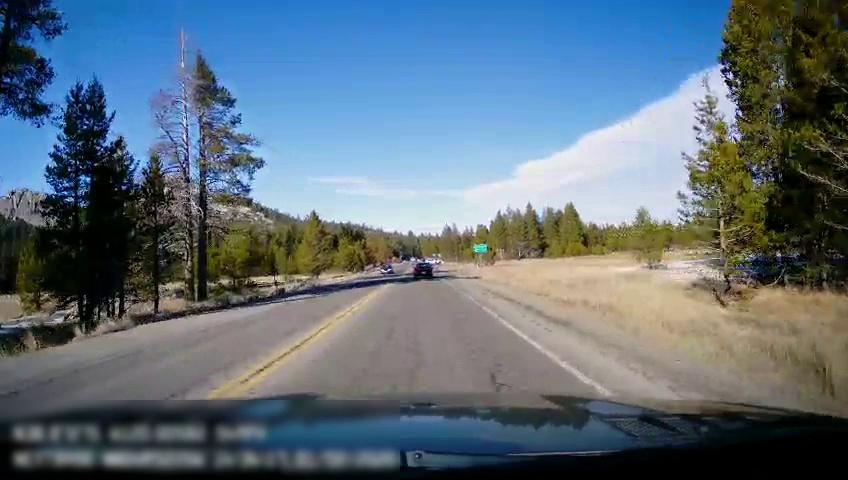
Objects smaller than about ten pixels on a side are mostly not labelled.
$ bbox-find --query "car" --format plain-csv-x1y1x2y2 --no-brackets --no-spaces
413,261,434,279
